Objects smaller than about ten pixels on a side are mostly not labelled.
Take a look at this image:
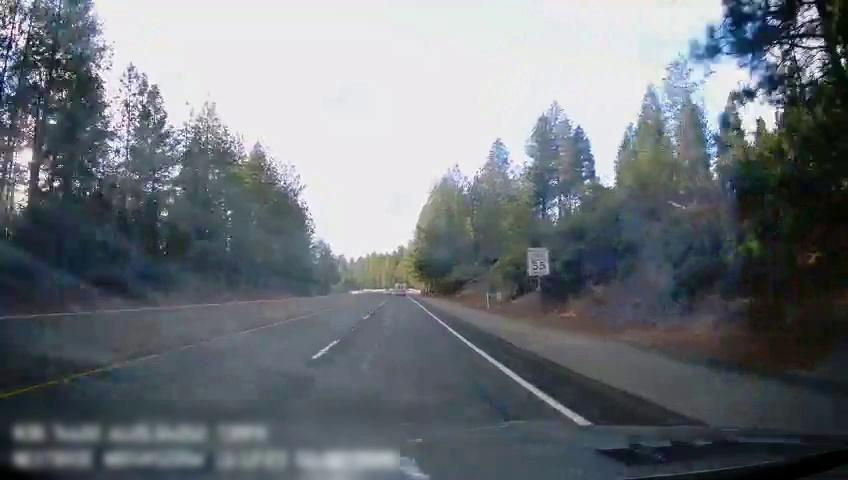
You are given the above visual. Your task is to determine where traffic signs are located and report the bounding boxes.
[527,247,550,277]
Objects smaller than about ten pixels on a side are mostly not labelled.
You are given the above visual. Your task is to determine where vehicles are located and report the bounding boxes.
[381,286,392,296]
[395,283,407,296]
